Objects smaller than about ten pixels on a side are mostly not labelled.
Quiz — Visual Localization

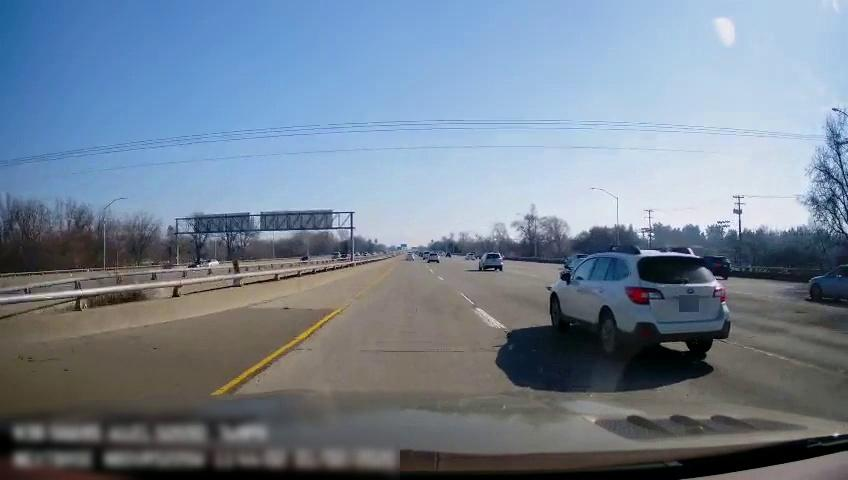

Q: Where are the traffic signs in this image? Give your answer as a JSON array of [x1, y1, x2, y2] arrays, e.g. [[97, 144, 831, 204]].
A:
[[193, 212, 222, 234], [259, 208, 334, 232], [223, 211, 251, 233]]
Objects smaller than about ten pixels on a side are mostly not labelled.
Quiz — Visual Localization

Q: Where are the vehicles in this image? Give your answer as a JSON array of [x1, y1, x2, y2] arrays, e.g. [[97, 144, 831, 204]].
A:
[[202, 259, 219, 268], [427, 253, 440, 263], [808, 264, 848, 303], [563, 257, 588, 270], [548, 244, 732, 359], [478, 251, 504, 272], [702, 255, 731, 281]]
